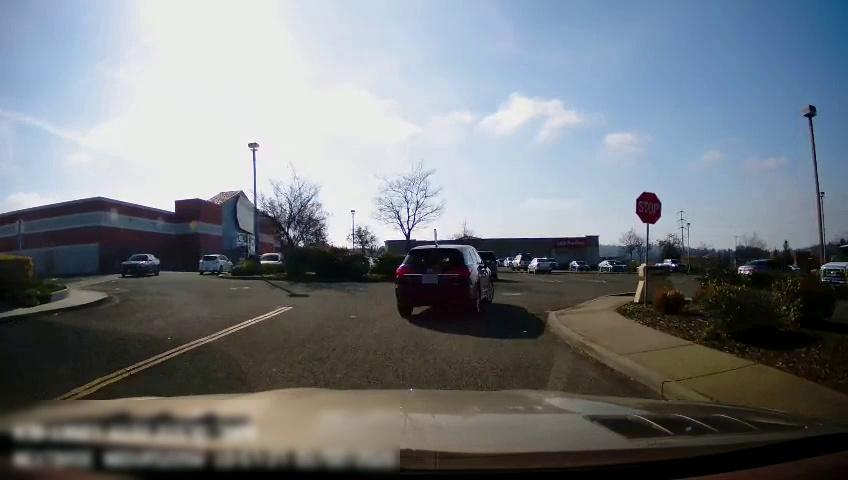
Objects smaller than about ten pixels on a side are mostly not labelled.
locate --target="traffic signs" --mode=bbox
[635,190,663,224]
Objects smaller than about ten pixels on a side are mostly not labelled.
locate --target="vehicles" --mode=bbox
[736,259,794,282]
[527,257,552,275]
[119,254,162,276]
[199,254,232,274]
[479,250,499,281]
[393,244,495,318]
